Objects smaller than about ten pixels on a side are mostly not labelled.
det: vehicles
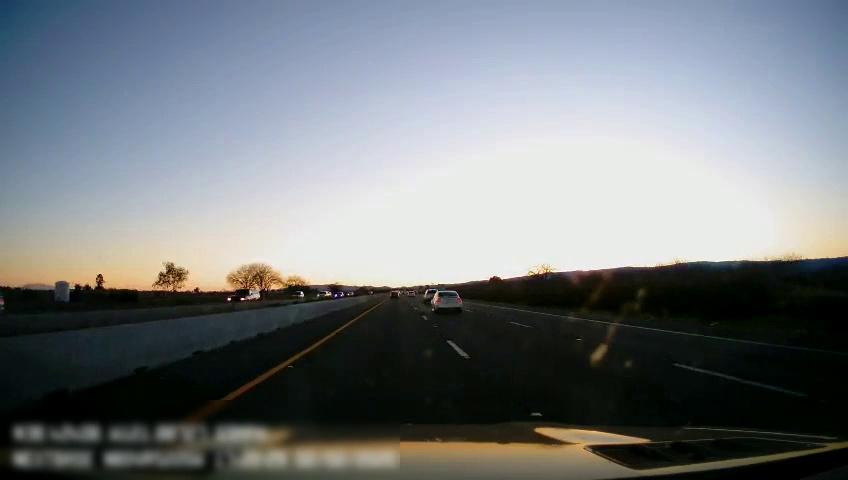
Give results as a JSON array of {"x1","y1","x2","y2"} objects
[
  {"x1": 422, "y1": 289, "x2": 437, "y2": 301},
  {"x1": 432, "y1": 290, "x2": 463, "y2": 314},
  {"x1": 333, "y1": 291, "x2": 345, "y2": 298},
  {"x1": 316, "y1": 290, "x2": 332, "y2": 299},
  {"x1": 227, "y1": 287, "x2": 261, "y2": 304},
  {"x1": 0, "y1": 289, "x2": 6, "y2": 314},
  {"x1": 290, "y1": 290, "x2": 305, "y2": 299}
]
